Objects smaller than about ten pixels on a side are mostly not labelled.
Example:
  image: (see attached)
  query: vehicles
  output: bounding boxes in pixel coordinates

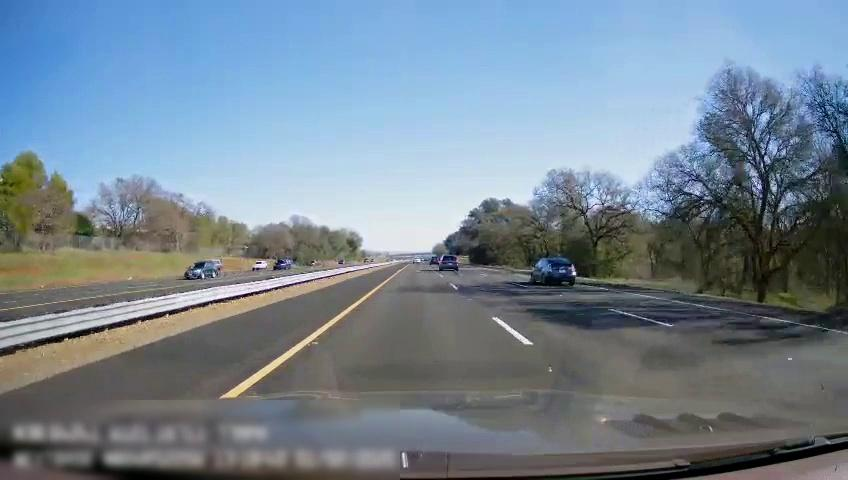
[273,257,292,271]
[528,257,576,287]
[207,258,223,276]
[252,260,268,271]
[438,254,458,271]
[184,259,217,280]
